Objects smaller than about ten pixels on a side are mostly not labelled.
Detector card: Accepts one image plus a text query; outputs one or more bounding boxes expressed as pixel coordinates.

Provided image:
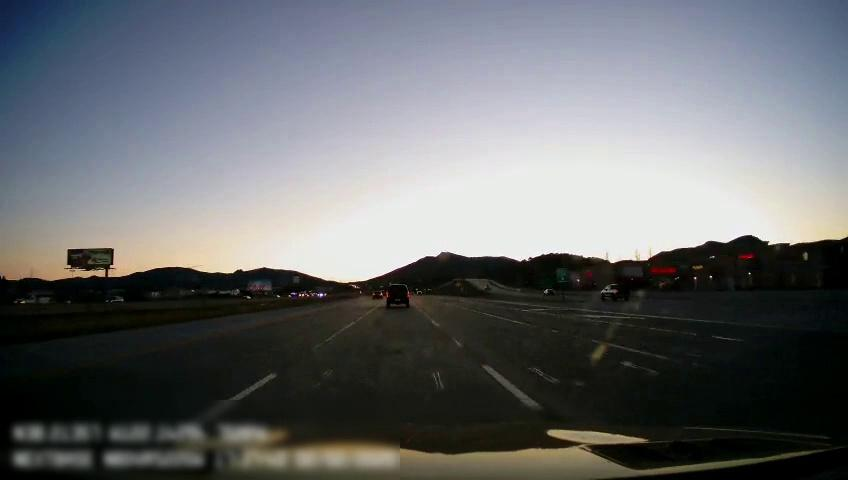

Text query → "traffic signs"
[556,267,570,283]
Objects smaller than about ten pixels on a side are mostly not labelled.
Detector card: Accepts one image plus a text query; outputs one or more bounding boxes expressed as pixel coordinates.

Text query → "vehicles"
[13,296,35,304]
[240,295,252,300]
[600,283,630,302]
[372,290,384,300]
[543,288,556,296]
[104,295,124,304]
[386,283,410,307]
